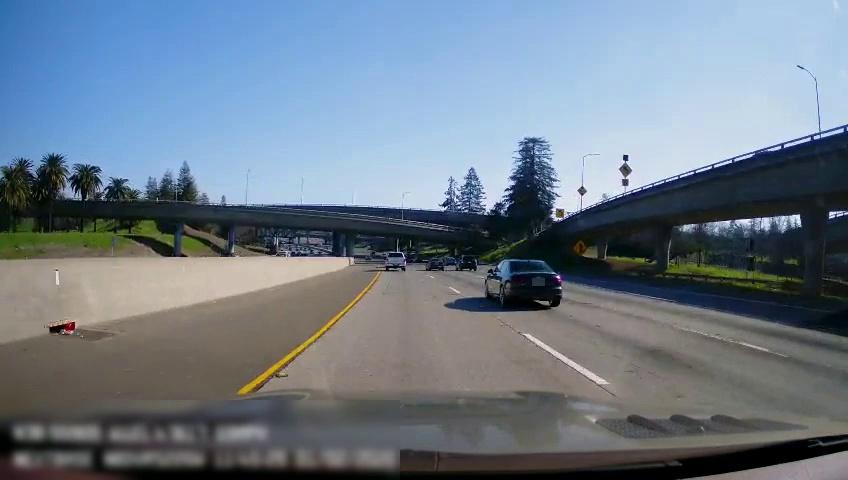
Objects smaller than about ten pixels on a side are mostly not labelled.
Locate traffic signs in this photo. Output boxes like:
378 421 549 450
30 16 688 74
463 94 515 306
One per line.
572 239 588 256
618 163 633 177
555 208 565 219
279 227 295 236
576 185 587 197
262 226 276 236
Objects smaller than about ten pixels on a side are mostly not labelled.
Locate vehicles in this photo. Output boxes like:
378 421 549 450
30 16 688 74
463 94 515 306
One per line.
455 255 479 272
425 257 444 271
751 150 772 157
383 251 406 271
484 259 564 308
276 248 292 258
